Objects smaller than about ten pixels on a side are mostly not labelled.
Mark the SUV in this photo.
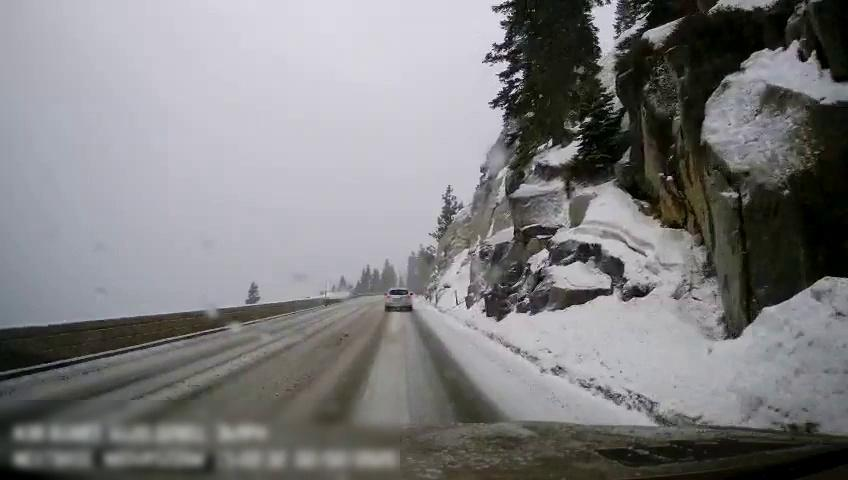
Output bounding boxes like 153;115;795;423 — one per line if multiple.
383;286;416;312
